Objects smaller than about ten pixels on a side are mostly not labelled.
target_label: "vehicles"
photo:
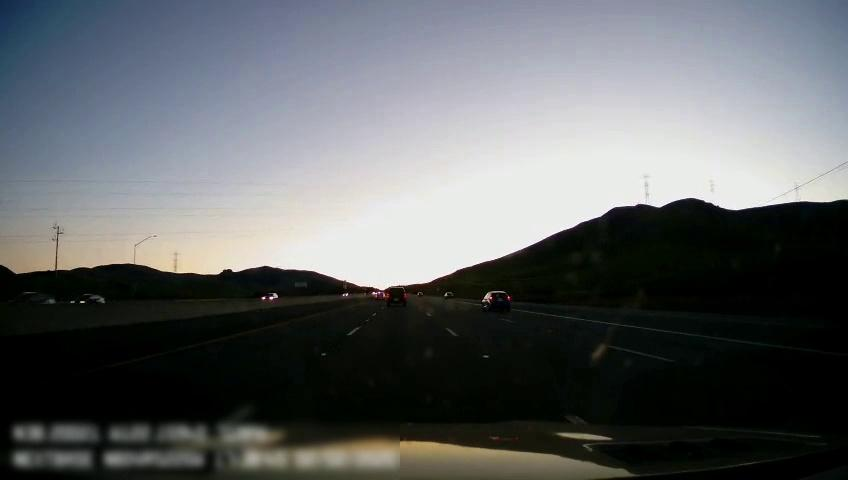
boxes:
[374,292,386,301]
[481,291,511,312]
[261,293,279,300]
[69,293,105,305]
[386,286,407,306]
[0,292,55,306]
